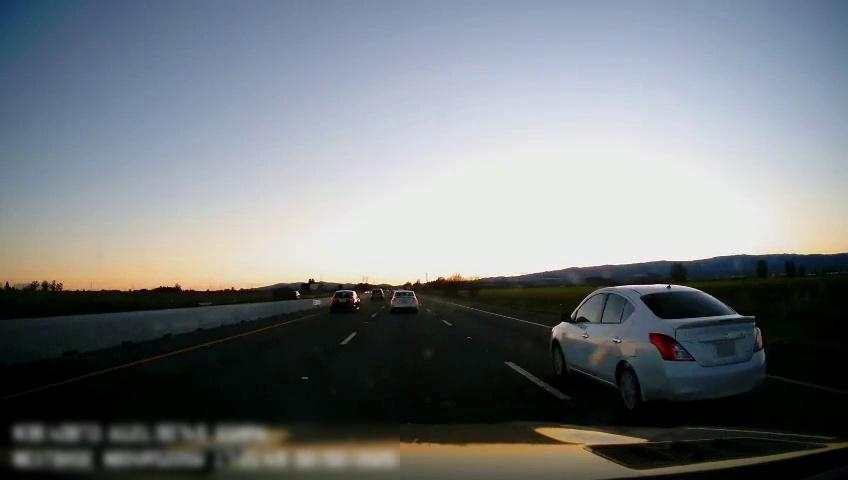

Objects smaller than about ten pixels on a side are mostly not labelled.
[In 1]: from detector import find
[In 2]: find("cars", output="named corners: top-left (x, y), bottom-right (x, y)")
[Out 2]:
top-left (547, 284), bottom-right (767, 419)
top-left (391, 290), bottom-right (420, 310)
top-left (330, 290), bottom-right (362, 315)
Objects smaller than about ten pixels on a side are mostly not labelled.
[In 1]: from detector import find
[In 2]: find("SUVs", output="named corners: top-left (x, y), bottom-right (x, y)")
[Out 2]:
top-left (370, 289), bottom-right (385, 302)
